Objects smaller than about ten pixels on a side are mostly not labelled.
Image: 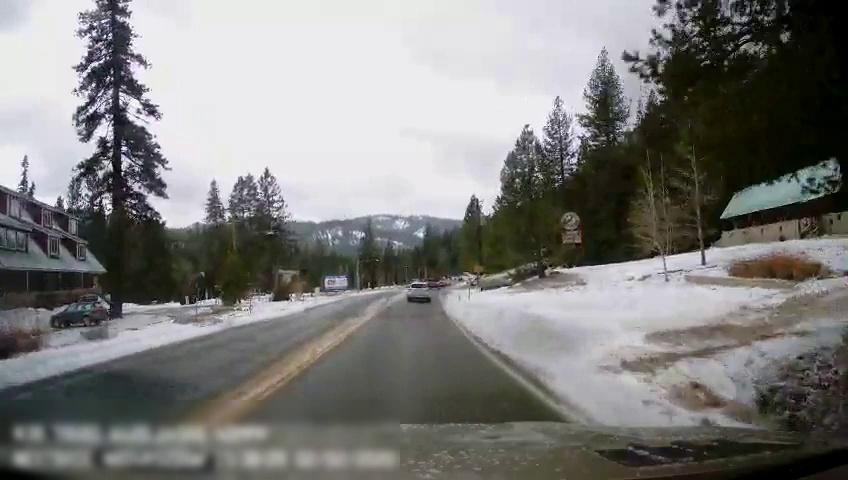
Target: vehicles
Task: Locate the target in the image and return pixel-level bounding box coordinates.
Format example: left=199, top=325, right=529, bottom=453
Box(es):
left=427, top=278, right=441, bottom=289
left=50, top=295, right=107, bottom=328
left=407, top=282, right=431, bottom=302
